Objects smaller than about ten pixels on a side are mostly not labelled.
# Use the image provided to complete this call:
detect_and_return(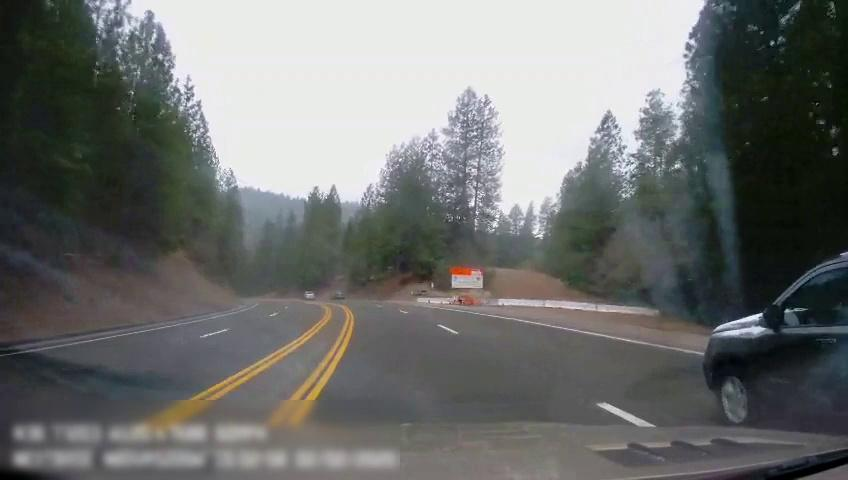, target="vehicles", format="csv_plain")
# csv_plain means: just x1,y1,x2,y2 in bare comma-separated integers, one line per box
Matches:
332,292,345,300
303,290,316,300
702,251,848,435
